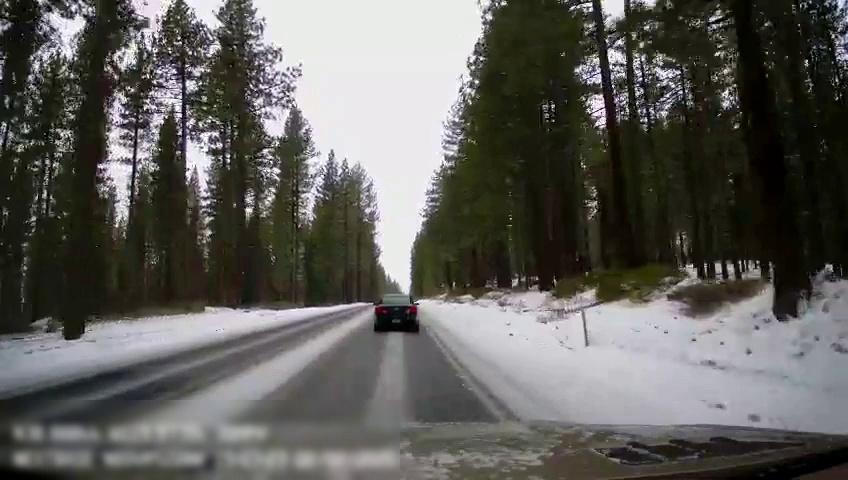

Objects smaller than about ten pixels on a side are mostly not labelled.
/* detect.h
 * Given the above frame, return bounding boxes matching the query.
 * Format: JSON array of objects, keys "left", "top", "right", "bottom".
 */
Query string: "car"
[{"left": 372, "top": 294, "right": 420, "bottom": 331}]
